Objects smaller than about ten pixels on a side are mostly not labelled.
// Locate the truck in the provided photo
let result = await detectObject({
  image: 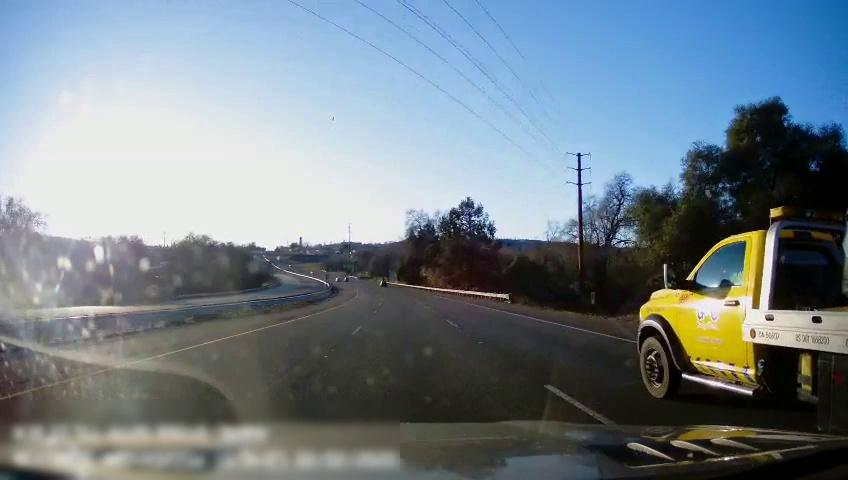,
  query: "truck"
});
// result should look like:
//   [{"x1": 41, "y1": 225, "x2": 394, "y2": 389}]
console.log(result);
[{"x1": 636, "y1": 205, "x2": 848, "y2": 435}]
